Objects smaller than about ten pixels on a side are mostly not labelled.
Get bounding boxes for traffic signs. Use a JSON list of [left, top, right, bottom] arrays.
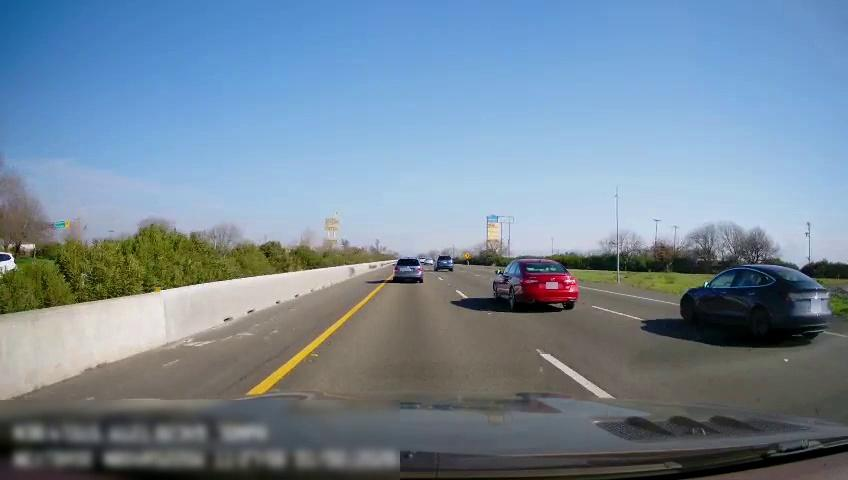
[[464, 251, 471, 262], [53, 220, 67, 228]]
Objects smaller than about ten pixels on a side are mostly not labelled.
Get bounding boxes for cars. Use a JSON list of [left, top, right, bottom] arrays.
[[491, 257, 580, 313], [680, 264, 832, 346]]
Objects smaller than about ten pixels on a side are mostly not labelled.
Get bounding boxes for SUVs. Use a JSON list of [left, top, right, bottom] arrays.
[[392, 257, 423, 283], [0, 252, 18, 274], [435, 254, 455, 271]]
